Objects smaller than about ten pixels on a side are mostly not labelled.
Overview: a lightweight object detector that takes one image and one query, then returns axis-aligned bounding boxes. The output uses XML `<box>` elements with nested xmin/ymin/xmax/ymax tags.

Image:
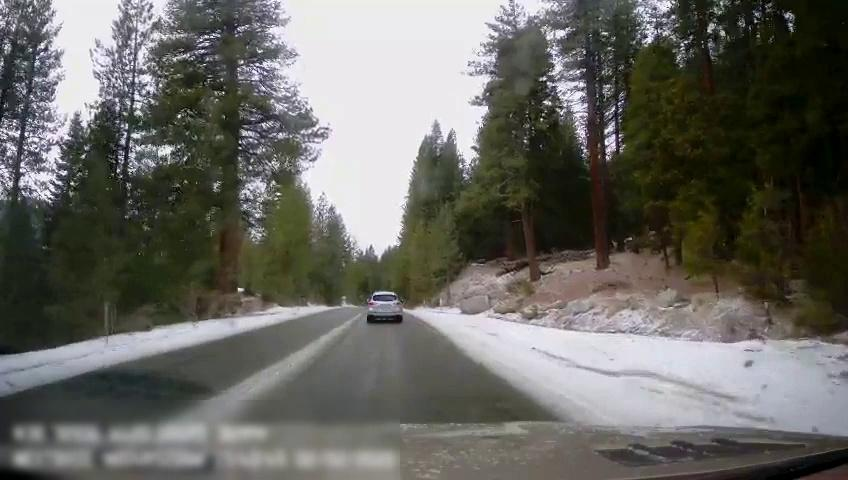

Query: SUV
<box><xmin>367</xmin><ymin>292</ymin><xmax>403</xmax><ymax>323</ymax></box>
